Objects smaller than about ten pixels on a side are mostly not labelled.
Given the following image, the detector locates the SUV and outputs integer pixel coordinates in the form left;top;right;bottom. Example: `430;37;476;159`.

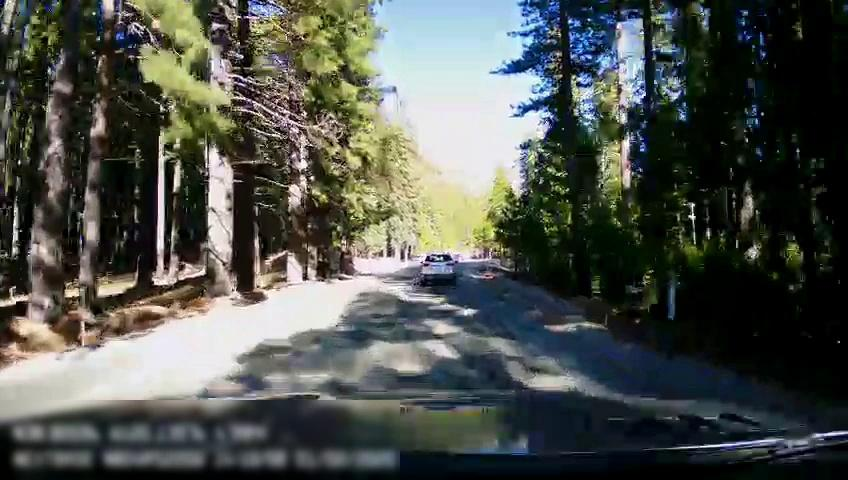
419;253;460;287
